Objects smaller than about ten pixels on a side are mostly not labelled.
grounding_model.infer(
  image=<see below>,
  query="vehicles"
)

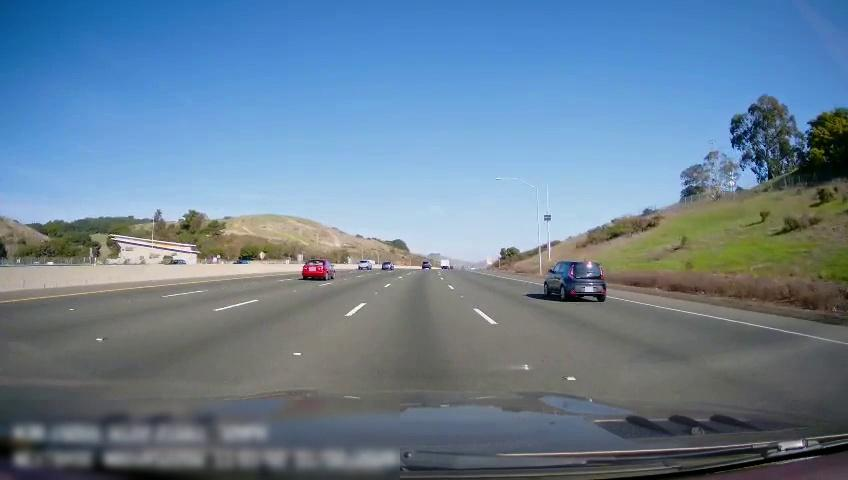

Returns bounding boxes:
[233,260,248,264]
[169,259,187,264]
[421,260,431,270]
[440,258,450,270]
[543,259,607,303]
[302,257,337,281]
[358,259,372,271]
[381,261,394,272]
